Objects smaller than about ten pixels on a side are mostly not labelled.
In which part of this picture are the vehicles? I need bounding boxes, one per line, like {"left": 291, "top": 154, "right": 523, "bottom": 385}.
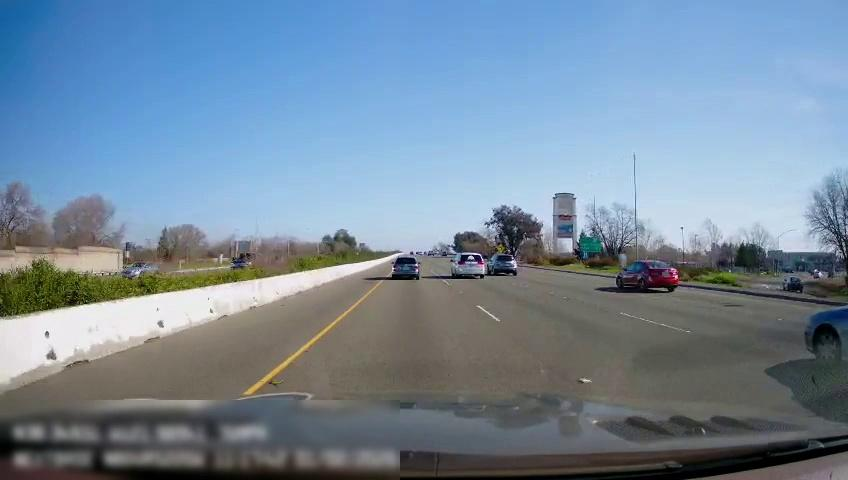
{"left": 449, "top": 252, "right": 485, "bottom": 279}
{"left": 802, "top": 304, "right": 848, "bottom": 368}
{"left": 615, "top": 260, "right": 680, "bottom": 294}
{"left": 487, "top": 255, "right": 518, "bottom": 277}
{"left": 783, "top": 276, "right": 803, "bottom": 293}
{"left": 390, "top": 256, "right": 420, "bottom": 280}
{"left": 121, "top": 262, "right": 159, "bottom": 279}
{"left": 231, "top": 253, "right": 257, "bottom": 270}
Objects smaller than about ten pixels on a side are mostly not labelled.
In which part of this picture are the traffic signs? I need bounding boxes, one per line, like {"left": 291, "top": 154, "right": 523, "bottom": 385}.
{"left": 581, "top": 238, "right": 602, "bottom": 253}
{"left": 495, "top": 243, "right": 506, "bottom": 254}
